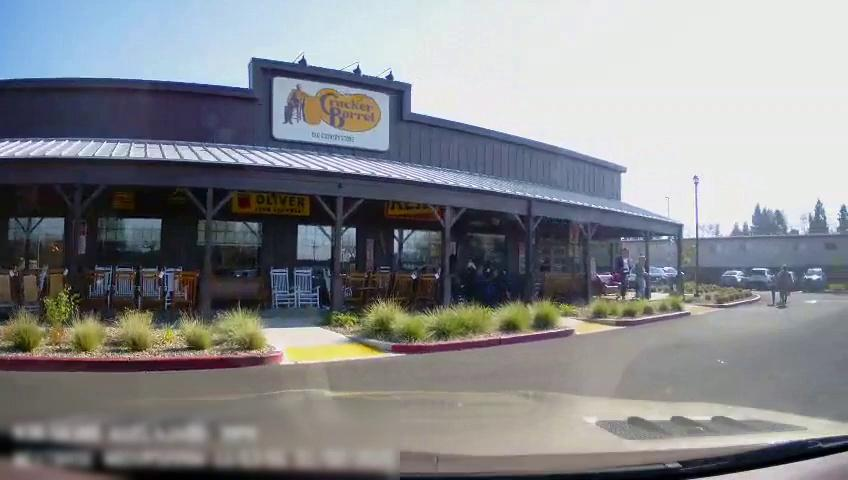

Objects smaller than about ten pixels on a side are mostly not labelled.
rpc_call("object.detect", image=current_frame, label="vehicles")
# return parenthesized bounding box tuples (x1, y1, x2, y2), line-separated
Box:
(719, 269, 748, 289)
(776, 270, 800, 289)
(743, 266, 777, 289)
(799, 267, 828, 289)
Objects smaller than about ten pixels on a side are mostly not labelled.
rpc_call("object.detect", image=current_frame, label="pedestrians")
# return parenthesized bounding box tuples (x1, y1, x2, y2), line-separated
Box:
(775, 268, 786, 305)
(634, 254, 648, 300)
(777, 265, 791, 308)
(615, 246, 630, 303)
(767, 272, 778, 307)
